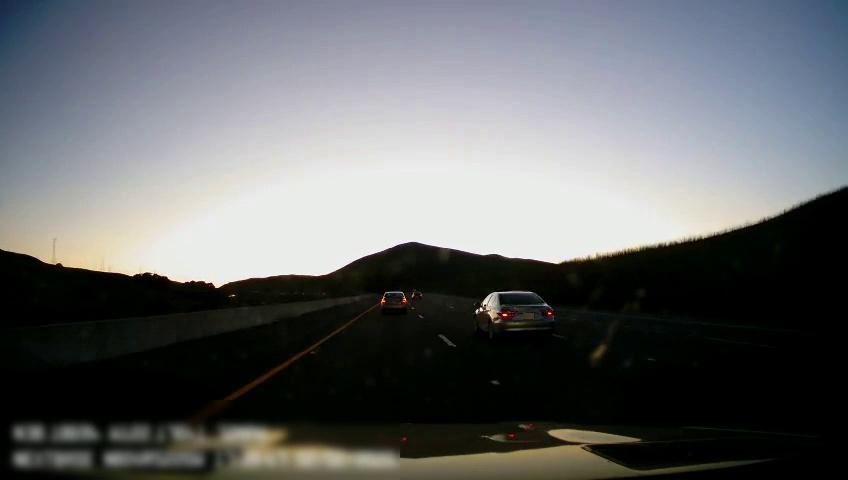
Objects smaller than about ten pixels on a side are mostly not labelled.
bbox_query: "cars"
[473,291,555,341]
[381,291,407,314]
[411,292,422,300]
